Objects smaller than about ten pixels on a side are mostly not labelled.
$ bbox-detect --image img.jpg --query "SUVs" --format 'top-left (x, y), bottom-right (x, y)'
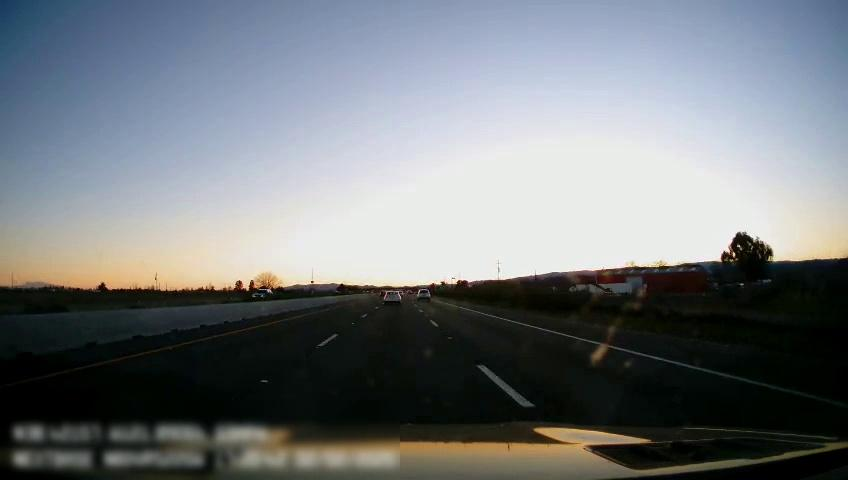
top-left (416, 288), bottom-right (431, 301)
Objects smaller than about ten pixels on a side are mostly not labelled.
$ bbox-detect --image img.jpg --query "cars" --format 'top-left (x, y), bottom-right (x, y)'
top-left (383, 289), bottom-right (403, 304)
top-left (251, 288), bottom-right (274, 300)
